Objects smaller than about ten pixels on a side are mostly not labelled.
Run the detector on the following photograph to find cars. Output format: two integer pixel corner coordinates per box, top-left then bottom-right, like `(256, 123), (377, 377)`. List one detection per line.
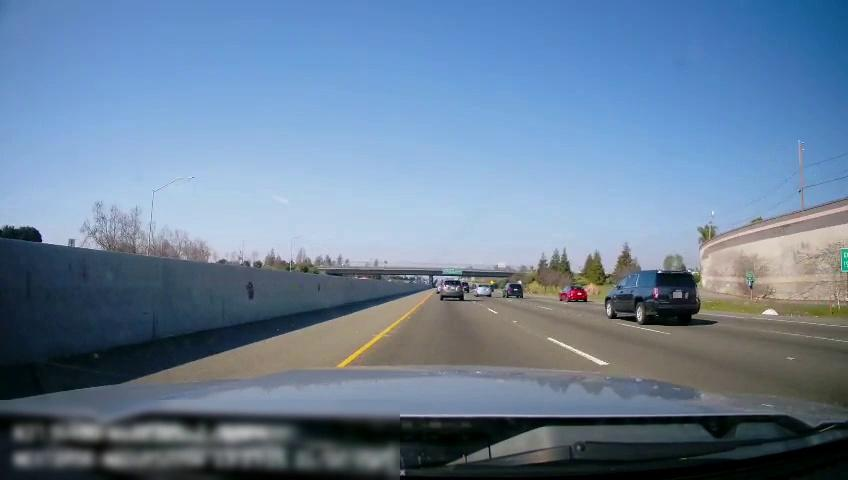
(559, 285), (588, 303)
(476, 284), (493, 297)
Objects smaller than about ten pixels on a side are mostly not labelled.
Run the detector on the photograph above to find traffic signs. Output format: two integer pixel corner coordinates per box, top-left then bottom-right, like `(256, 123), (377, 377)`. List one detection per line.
(443, 267), (462, 274)
(841, 248), (848, 272)
(745, 271), (755, 287)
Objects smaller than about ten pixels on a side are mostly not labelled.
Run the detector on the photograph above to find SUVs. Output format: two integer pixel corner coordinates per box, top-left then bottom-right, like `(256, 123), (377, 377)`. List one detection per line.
(604, 271), (701, 326)
(440, 280), (464, 301)
(502, 282), (524, 299)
